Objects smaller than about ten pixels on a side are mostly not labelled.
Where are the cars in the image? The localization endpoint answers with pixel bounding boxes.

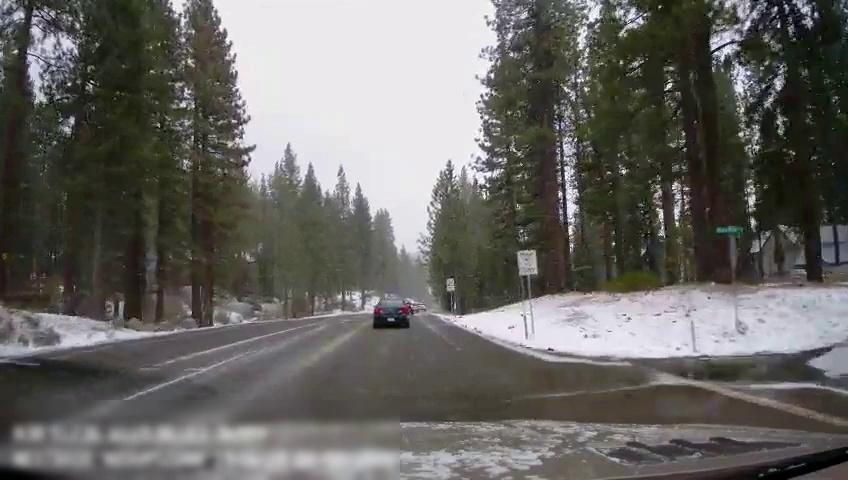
[372,301,410,329]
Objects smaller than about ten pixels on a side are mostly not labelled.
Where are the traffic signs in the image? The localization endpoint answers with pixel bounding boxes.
[446,278,455,292]
[716,226,743,234]
[517,249,538,276]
